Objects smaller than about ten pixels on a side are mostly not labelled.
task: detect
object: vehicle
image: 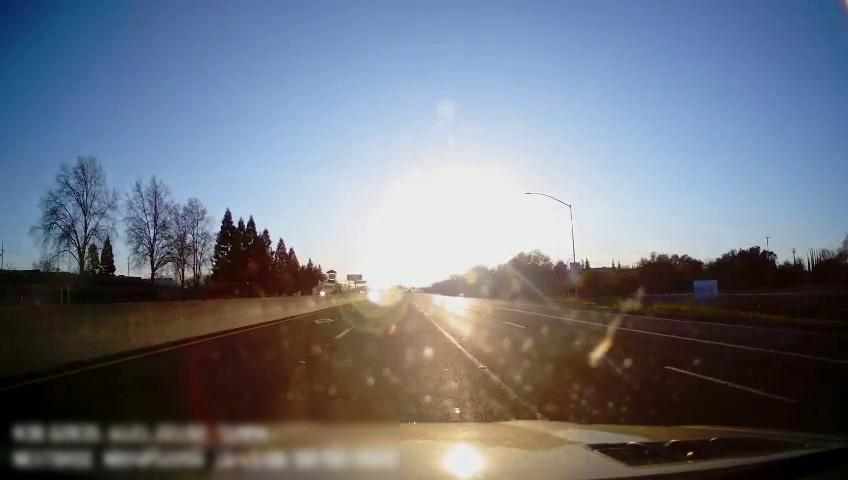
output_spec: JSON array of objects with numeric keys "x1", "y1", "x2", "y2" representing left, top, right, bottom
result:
[{"x1": 312, "y1": 292, "x2": 325, "y2": 298}]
